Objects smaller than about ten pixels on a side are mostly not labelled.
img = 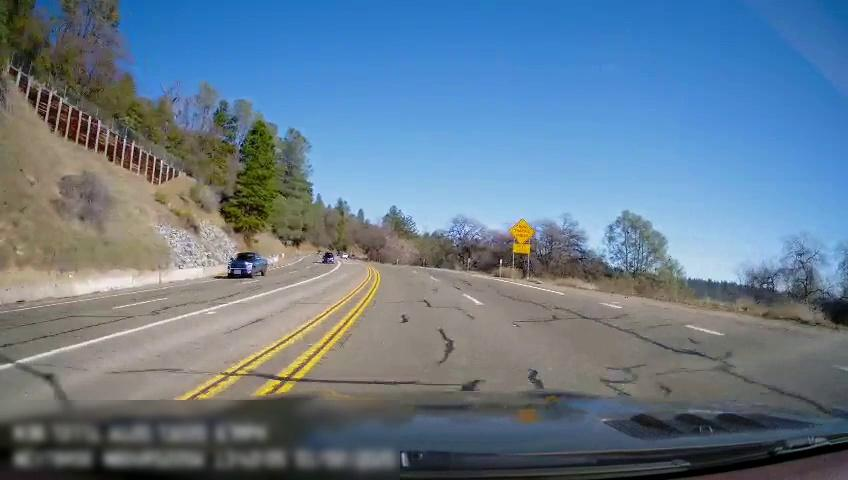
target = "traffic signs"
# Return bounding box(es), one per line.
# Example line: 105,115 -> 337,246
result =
511,218 -> 536,244
512,243 -> 531,255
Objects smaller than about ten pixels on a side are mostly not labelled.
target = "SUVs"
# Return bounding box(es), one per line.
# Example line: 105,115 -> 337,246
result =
321,252 -> 336,264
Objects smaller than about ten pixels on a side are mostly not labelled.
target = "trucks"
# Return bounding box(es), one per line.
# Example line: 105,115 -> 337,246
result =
226,251 -> 268,279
